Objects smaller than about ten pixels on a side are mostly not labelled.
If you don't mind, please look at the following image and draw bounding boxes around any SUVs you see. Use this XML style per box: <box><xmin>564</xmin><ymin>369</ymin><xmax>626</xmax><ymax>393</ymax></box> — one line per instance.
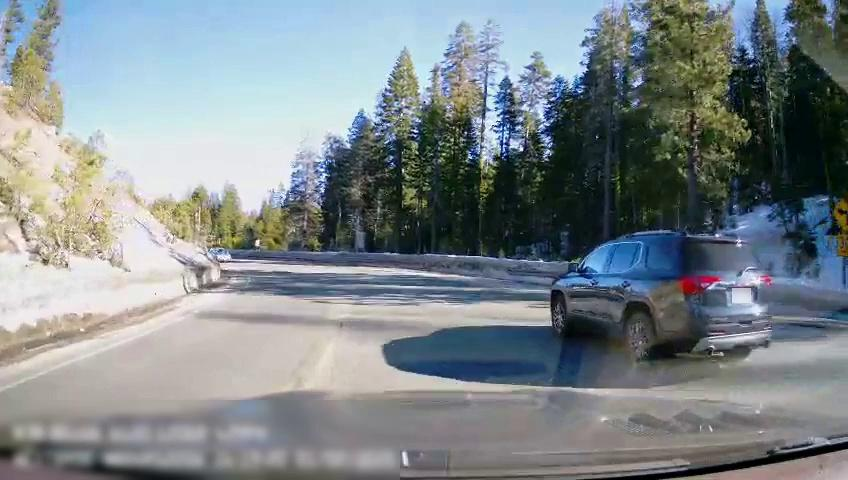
<box><xmin>212</xmin><ymin>247</ymin><xmax>232</xmax><ymax>263</ymax></box>
<box><xmin>550</xmin><ymin>225</ymin><xmax>778</xmax><ymax>363</ymax></box>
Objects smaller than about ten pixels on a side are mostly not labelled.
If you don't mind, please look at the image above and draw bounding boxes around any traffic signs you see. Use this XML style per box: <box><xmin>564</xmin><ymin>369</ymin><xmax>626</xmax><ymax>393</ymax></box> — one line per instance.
<box><xmin>835</xmin><ymin>232</ymin><xmax>848</xmax><ymax>259</ymax></box>
<box><xmin>832</xmin><ymin>199</ymin><xmax>848</xmax><ymax>234</ymax></box>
